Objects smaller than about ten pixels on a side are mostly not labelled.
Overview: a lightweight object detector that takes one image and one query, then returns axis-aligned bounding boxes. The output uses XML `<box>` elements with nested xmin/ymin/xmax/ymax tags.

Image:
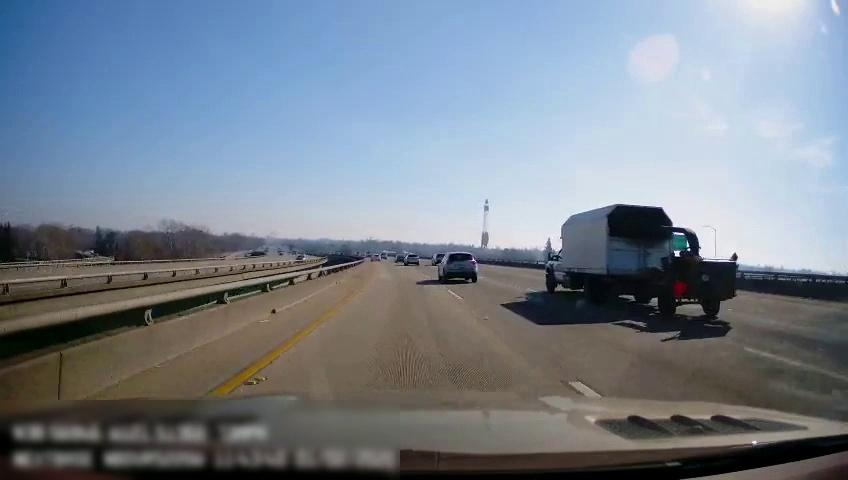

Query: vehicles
<box><xmin>370</xmin><ymin>254</ymin><xmax>381</xmax><ymax>262</ymax></box>
<box><xmin>437</xmin><ymin>252</ymin><xmax>479</xmax><ymax>284</ymax></box>
<box><xmin>543</xmin><ymin>202</ymin><xmax>740</xmax><ymax>317</ymax></box>
<box><xmin>403</xmin><ymin>252</ymin><xmax>420</xmax><ymax>267</ymax></box>
<box><xmin>431</xmin><ymin>253</ymin><xmax>446</xmax><ymax>267</ymax></box>
<box><xmin>394</xmin><ymin>254</ymin><xmax>405</xmax><ymax>264</ymax></box>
